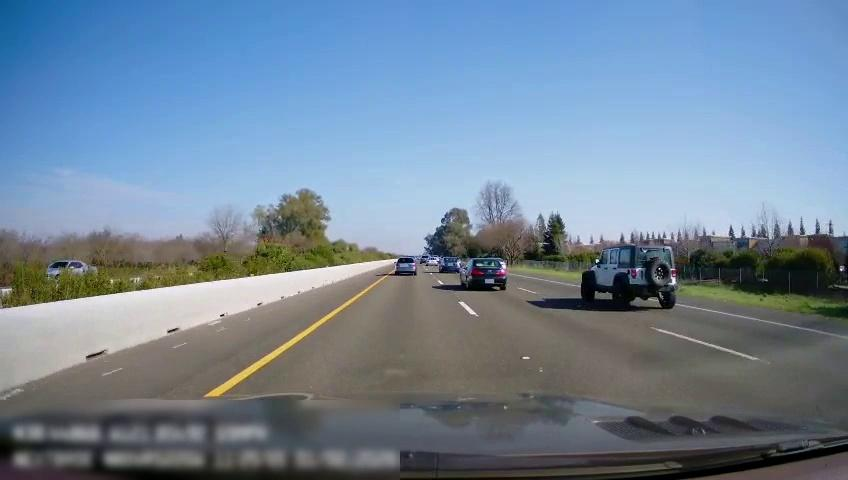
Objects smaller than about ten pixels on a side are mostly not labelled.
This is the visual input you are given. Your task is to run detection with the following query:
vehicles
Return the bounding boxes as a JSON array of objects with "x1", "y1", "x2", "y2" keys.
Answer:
[
  {"x1": 459, "y1": 257, "x2": 508, "y2": 291},
  {"x1": 419, "y1": 255, "x2": 427, "y2": 264},
  {"x1": 579, "y1": 244, "x2": 679, "y2": 311},
  {"x1": 393, "y1": 256, "x2": 419, "y2": 276},
  {"x1": 438, "y1": 257, "x2": 461, "y2": 274},
  {"x1": 42, "y1": 259, "x2": 90, "y2": 283},
  {"x1": 425, "y1": 256, "x2": 438, "y2": 267}
]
